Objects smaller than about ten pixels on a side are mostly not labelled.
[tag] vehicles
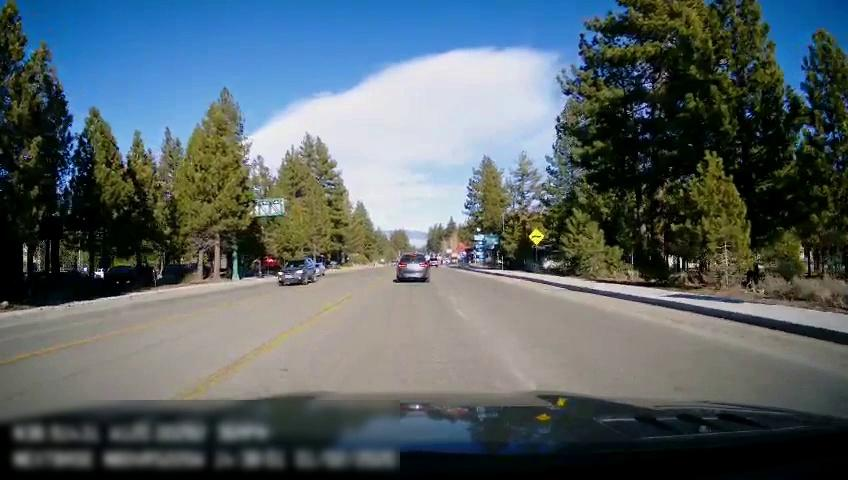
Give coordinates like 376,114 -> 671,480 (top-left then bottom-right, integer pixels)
277,257 -> 317,287
100,264 -> 154,290
314,262 -> 327,277
396,255 -> 428,281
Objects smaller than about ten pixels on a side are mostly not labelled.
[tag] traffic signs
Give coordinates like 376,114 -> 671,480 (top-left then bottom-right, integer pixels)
529,227 -> 543,246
